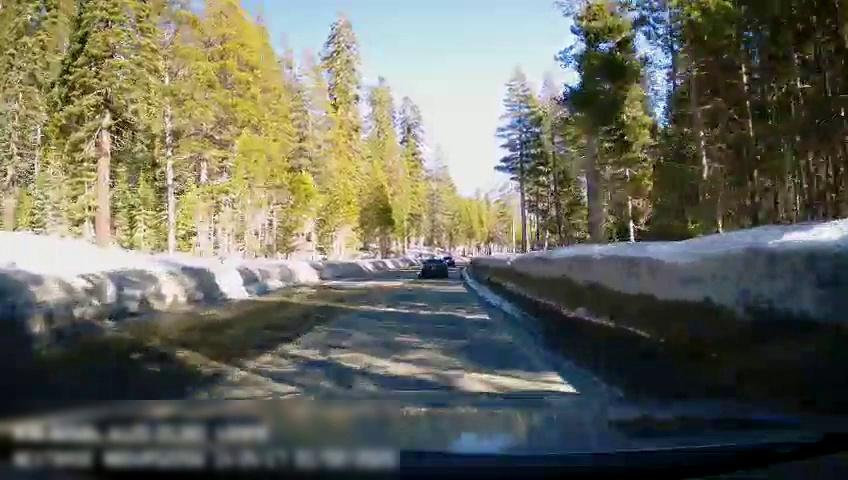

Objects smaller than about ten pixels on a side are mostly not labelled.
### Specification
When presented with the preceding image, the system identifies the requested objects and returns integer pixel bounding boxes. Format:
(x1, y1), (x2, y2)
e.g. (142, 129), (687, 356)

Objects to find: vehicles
(419, 258), (448, 279)
(444, 257), (456, 269)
